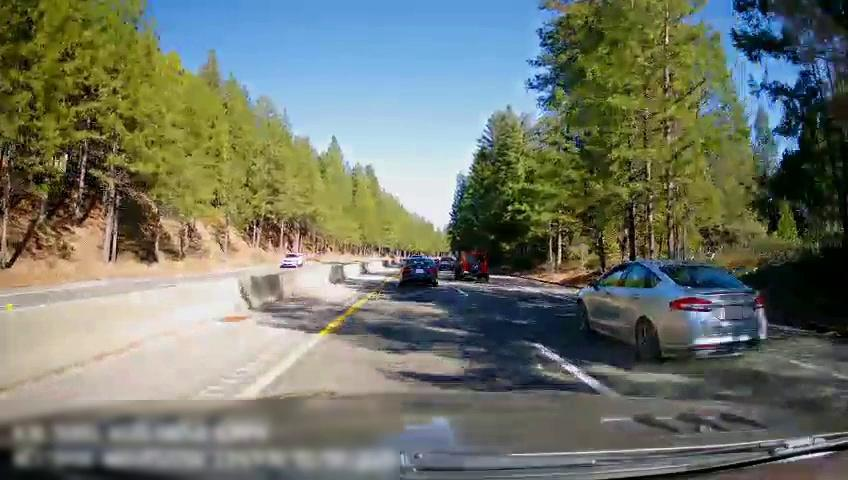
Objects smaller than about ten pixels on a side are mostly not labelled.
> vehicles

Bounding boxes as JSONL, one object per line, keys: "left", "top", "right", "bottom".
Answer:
{"left": 573, "top": 259, "right": 770, "bottom": 372}
{"left": 438, "top": 257, "right": 452, "bottom": 269}
{"left": 456, "top": 252, "right": 489, "bottom": 281}
{"left": 399, "top": 256, "right": 439, "bottom": 289}
{"left": 279, "top": 253, "right": 305, "bottom": 269}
